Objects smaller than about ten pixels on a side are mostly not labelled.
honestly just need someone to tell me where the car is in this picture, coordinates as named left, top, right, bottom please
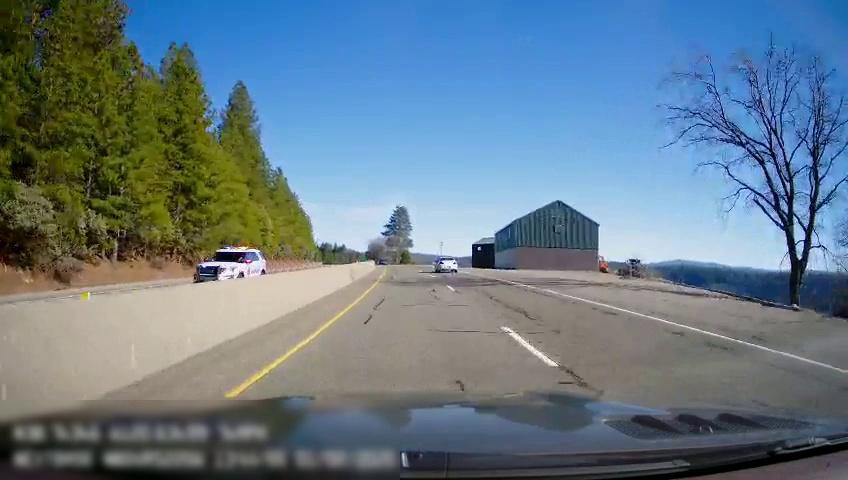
left=434, top=257, right=458, bottom=273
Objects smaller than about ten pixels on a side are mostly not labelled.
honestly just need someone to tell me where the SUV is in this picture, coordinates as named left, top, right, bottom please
left=194, top=247, right=267, bottom=283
